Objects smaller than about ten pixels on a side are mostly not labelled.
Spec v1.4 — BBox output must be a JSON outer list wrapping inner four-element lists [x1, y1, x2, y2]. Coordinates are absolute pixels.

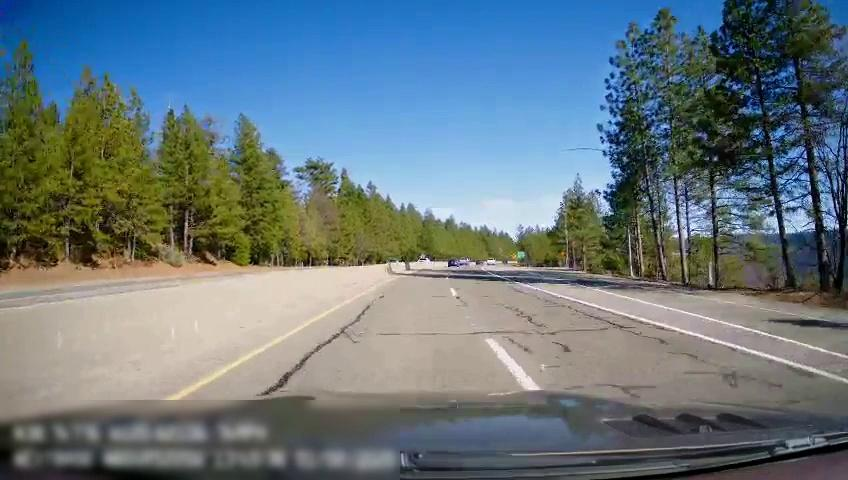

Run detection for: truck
[[418, 257, 432, 264]]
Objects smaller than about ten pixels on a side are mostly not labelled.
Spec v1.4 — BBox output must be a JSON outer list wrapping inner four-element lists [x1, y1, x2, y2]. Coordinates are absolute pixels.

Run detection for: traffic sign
[[515, 251, 529, 262]]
